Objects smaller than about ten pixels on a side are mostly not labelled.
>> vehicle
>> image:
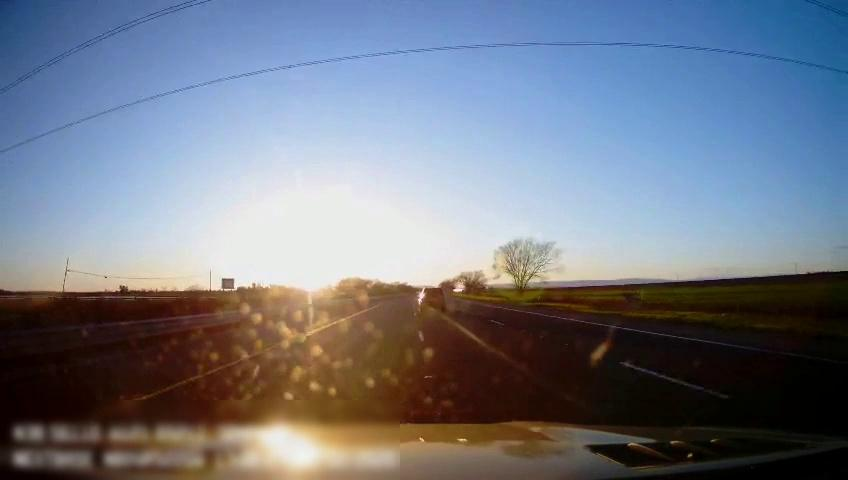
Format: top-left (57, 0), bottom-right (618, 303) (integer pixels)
top-left (416, 288), bottom-right (447, 313)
